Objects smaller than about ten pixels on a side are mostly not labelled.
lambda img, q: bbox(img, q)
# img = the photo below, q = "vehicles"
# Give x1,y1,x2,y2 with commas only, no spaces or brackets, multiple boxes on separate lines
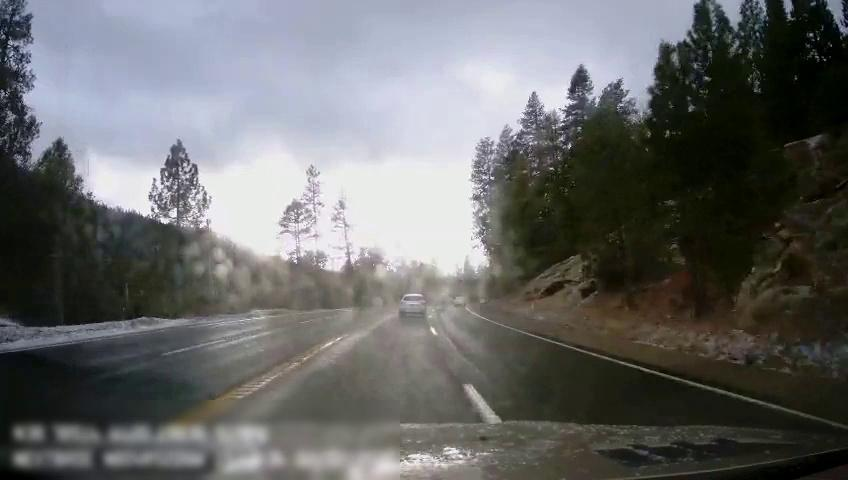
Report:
455,297,467,307
399,294,425,318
